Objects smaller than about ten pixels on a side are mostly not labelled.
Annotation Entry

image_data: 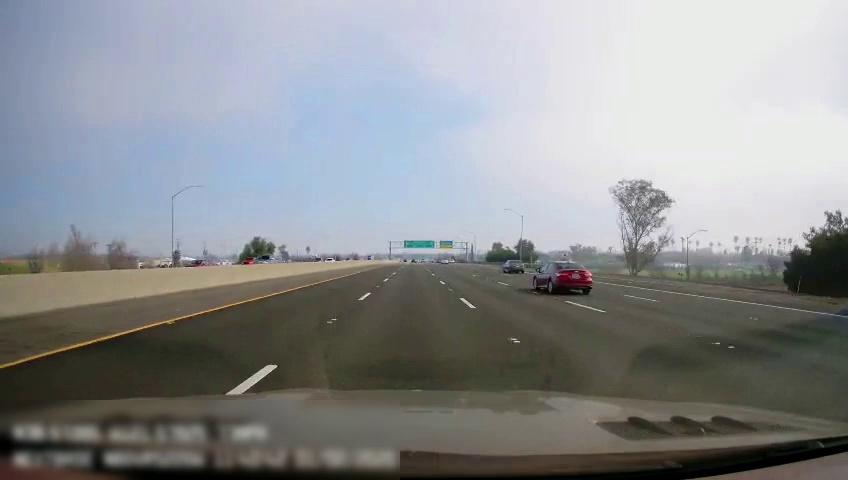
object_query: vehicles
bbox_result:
[254,254,277,265]
[324,257,336,263]
[241,257,258,266]
[502,260,525,274]
[533,260,593,295]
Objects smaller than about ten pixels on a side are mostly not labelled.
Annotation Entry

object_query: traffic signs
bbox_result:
[439,240,454,249]
[403,240,435,249]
